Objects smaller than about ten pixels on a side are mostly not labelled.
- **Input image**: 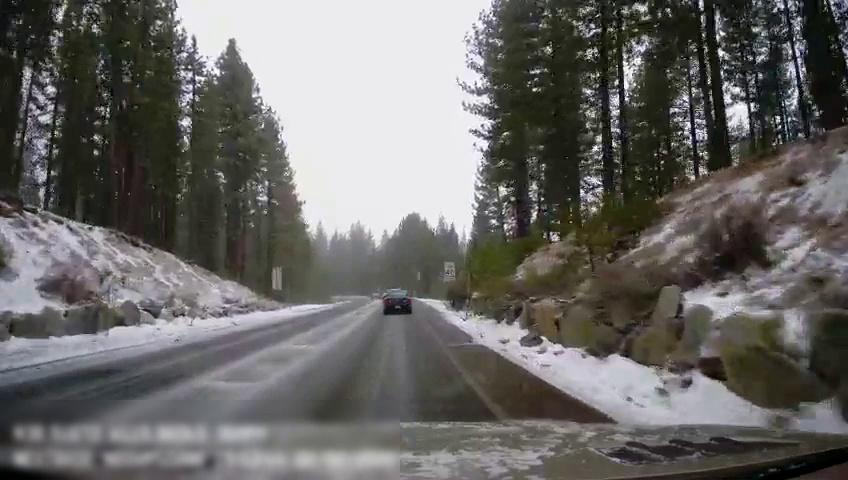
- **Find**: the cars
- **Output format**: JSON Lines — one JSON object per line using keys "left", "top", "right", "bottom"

{"left": 383, "top": 291, "right": 412, "bottom": 315}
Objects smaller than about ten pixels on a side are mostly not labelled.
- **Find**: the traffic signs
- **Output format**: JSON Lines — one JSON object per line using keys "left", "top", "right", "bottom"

{"left": 444, "top": 273, "right": 456, "bottom": 281}
{"left": 444, "top": 261, "right": 456, "bottom": 274}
